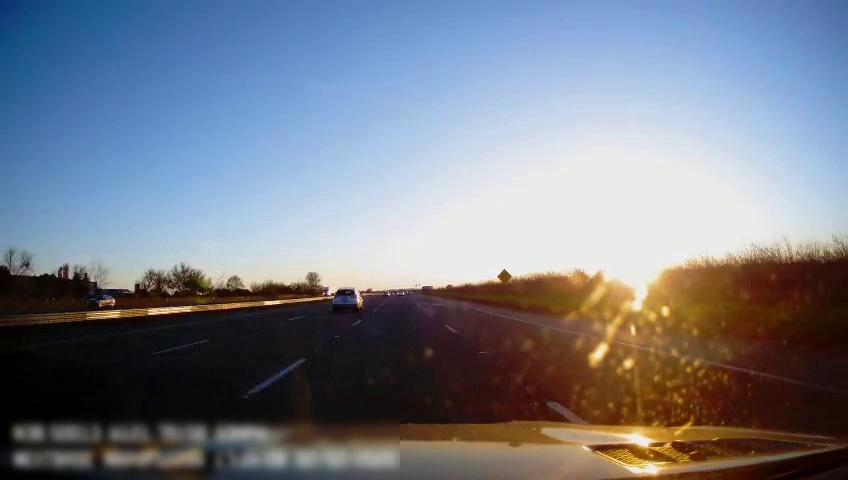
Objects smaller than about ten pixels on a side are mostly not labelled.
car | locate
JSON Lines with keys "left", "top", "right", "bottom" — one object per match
{"left": 89, "top": 295, "right": 116, "bottom": 310}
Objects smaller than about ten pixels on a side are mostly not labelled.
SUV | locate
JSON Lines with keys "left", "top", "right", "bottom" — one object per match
{"left": 332, "top": 288, "right": 363, "bottom": 312}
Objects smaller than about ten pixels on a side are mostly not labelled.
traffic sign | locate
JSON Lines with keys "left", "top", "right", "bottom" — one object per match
{"left": 497, "top": 268, "right": 513, "bottom": 286}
